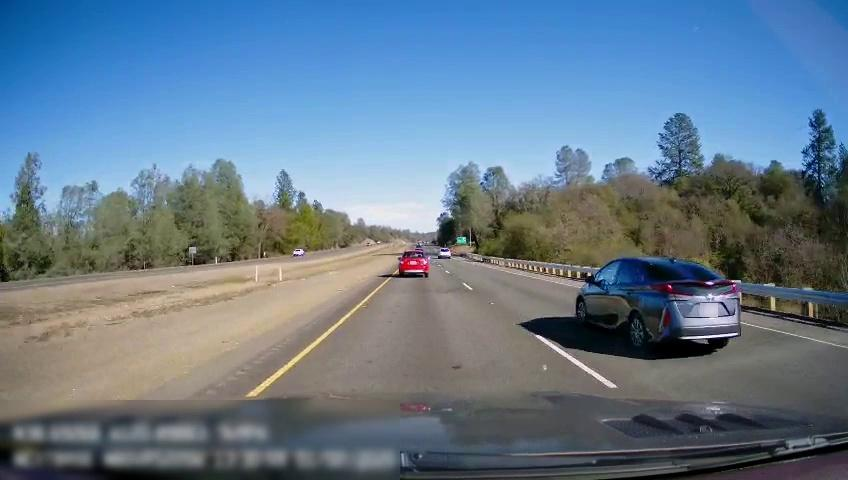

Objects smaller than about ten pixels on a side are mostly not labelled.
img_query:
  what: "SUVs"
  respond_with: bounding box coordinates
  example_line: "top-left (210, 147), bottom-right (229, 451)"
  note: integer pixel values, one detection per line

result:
top-left (292, 248), bottom-right (306, 257)
top-left (437, 248), bottom-right (451, 259)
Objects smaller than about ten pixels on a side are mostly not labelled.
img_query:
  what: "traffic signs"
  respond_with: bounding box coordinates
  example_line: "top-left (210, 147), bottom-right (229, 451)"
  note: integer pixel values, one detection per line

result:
top-left (456, 237), bottom-right (467, 245)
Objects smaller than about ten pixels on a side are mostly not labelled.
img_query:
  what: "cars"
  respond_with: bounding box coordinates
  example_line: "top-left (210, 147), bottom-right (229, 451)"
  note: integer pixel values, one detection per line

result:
top-left (575, 254), bottom-right (743, 357)
top-left (398, 251), bottom-right (430, 277)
